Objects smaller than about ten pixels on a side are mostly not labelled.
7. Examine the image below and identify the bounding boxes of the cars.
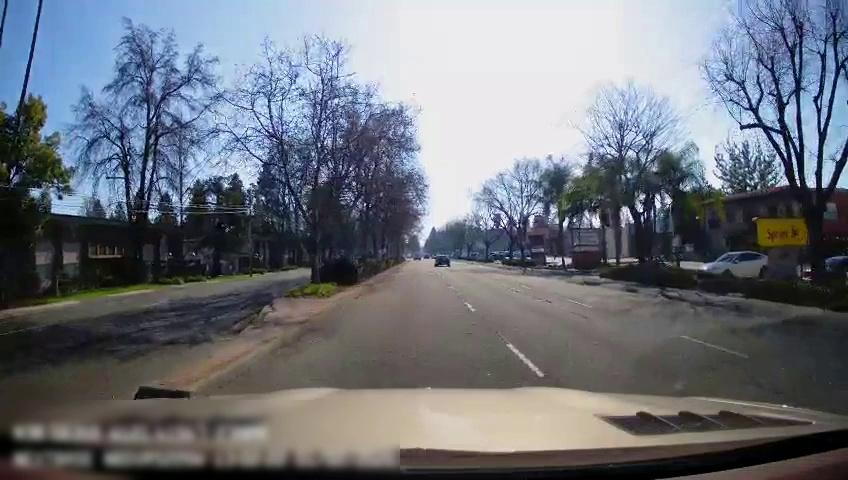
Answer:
[702,251,774,282]
[434,253,450,267]
[813,255,848,287]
